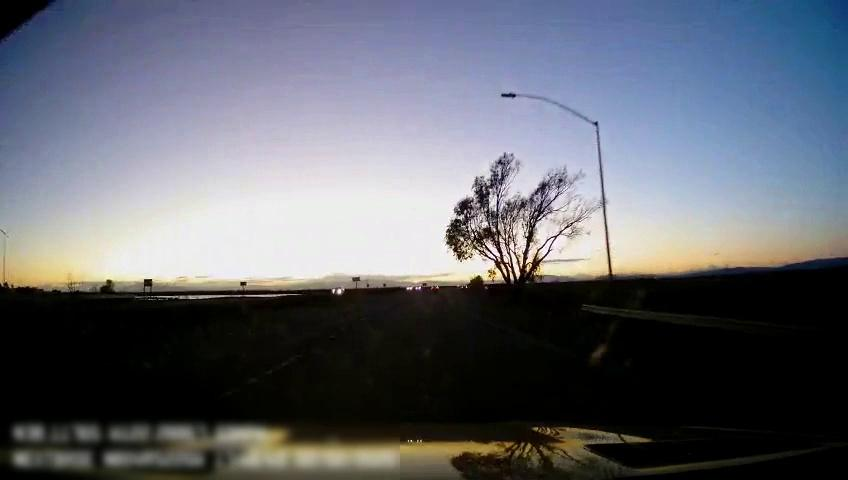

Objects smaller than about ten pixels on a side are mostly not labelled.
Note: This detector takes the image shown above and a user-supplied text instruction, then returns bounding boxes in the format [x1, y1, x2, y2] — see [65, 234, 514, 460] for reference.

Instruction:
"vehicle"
[331, 286, 345, 295]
